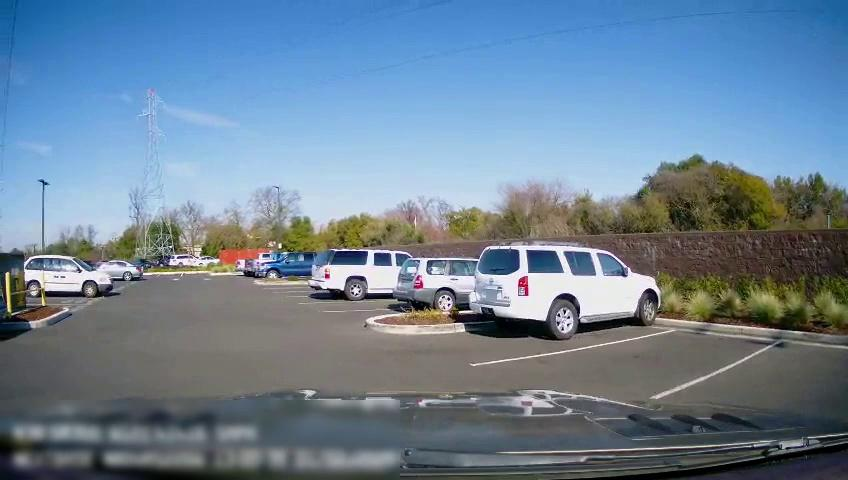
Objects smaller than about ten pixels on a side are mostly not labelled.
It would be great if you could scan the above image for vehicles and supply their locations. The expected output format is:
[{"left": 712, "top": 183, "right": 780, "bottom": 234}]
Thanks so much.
[
  {"left": 192, "top": 256, "right": 221, "bottom": 267},
  {"left": 245, "top": 252, "right": 286, "bottom": 278},
  {"left": 236, "top": 253, "right": 272, "bottom": 277},
  {"left": 393, "top": 257, "right": 480, "bottom": 313},
  {"left": 258, "top": 252, "right": 320, "bottom": 281},
  {"left": 169, "top": 254, "right": 198, "bottom": 269},
  {"left": 130, "top": 258, "right": 157, "bottom": 269},
  {"left": 22, "top": 255, "right": 113, "bottom": 298},
  {"left": 95, "top": 260, "right": 143, "bottom": 282},
  {"left": 308, "top": 249, "right": 413, "bottom": 302},
  {"left": 470, "top": 245, "right": 661, "bottom": 341}
]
